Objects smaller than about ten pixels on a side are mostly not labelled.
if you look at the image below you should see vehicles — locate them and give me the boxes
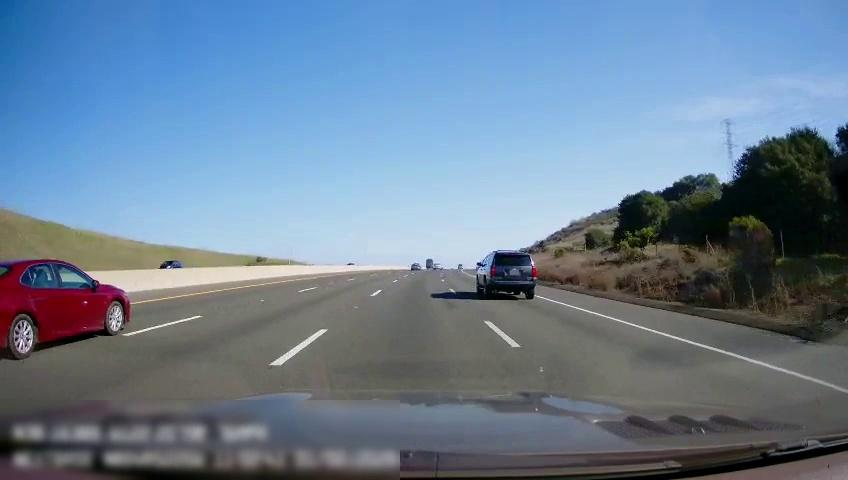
[158,260,184,269]
[425,257,434,270]
[411,262,421,271]
[475,248,538,300]
[0,258,131,361]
